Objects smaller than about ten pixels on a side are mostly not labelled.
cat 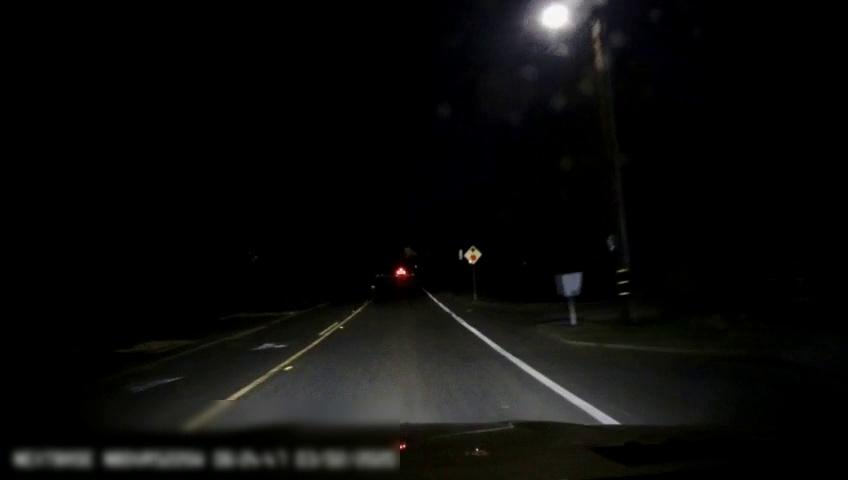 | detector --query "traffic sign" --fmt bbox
[464,246,483,265]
